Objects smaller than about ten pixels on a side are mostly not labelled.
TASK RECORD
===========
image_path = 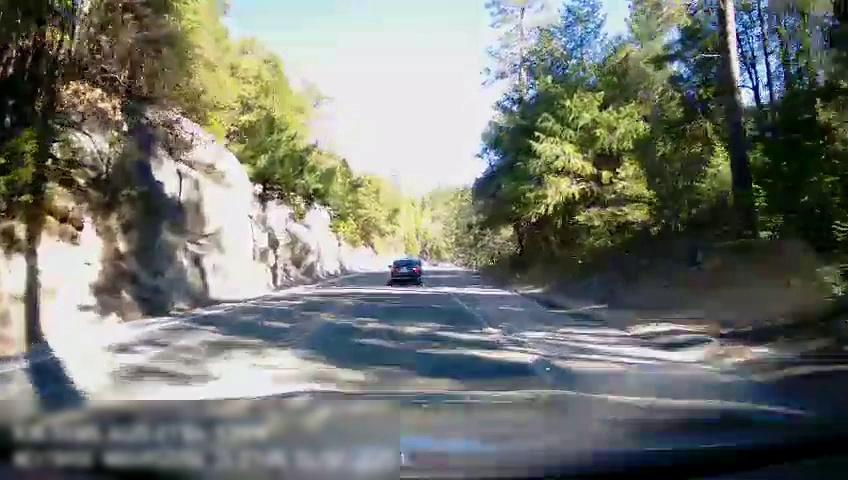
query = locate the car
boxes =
[386,259,424,287]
